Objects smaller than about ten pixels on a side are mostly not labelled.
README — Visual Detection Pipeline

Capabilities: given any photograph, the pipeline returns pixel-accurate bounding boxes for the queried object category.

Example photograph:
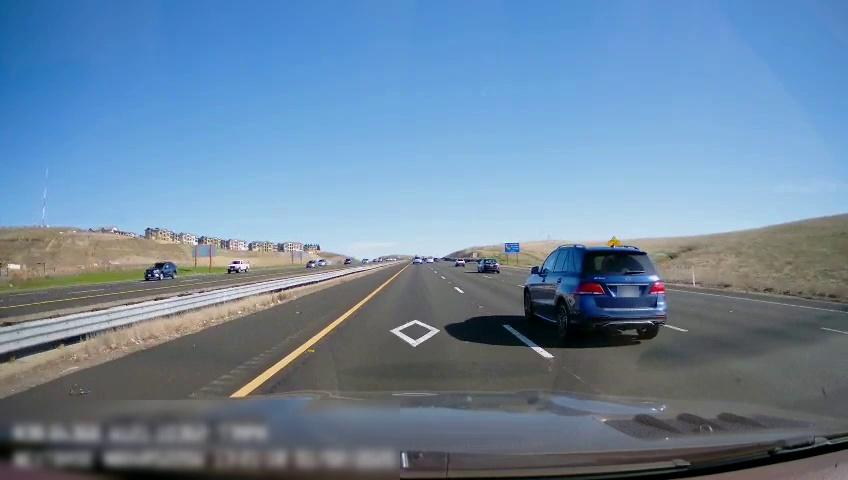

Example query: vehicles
[476,258,500,274]
[227,259,250,273]
[318,259,329,266]
[412,255,423,265]
[454,257,466,267]
[144,262,177,281]
[523,246,666,341]
[306,260,319,268]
